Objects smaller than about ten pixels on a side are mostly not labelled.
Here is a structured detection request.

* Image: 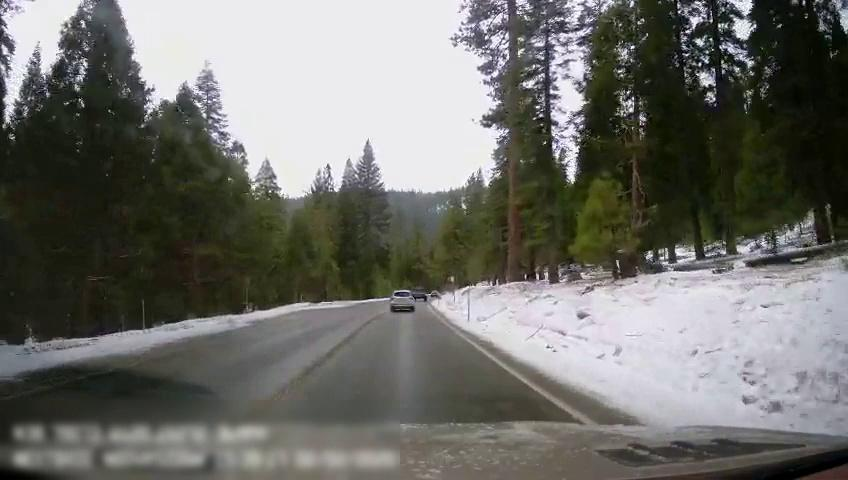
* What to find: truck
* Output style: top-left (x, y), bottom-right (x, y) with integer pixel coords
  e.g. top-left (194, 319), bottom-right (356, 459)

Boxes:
top-left (411, 288), bottom-right (427, 301)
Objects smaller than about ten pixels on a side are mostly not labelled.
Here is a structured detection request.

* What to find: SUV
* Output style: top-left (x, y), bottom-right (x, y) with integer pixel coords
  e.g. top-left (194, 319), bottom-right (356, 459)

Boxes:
top-left (390, 290), bottom-right (415, 312)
